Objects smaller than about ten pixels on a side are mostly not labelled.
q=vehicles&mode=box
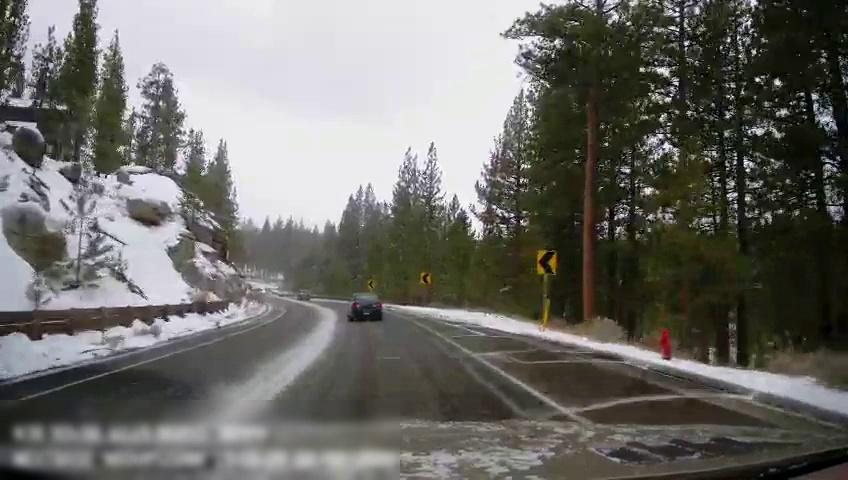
[350,293,383,321]
[297,288,312,301]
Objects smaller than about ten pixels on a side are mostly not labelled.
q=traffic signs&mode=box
[534,249,557,274]
[419,271,432,286]
[367,279,377,290]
